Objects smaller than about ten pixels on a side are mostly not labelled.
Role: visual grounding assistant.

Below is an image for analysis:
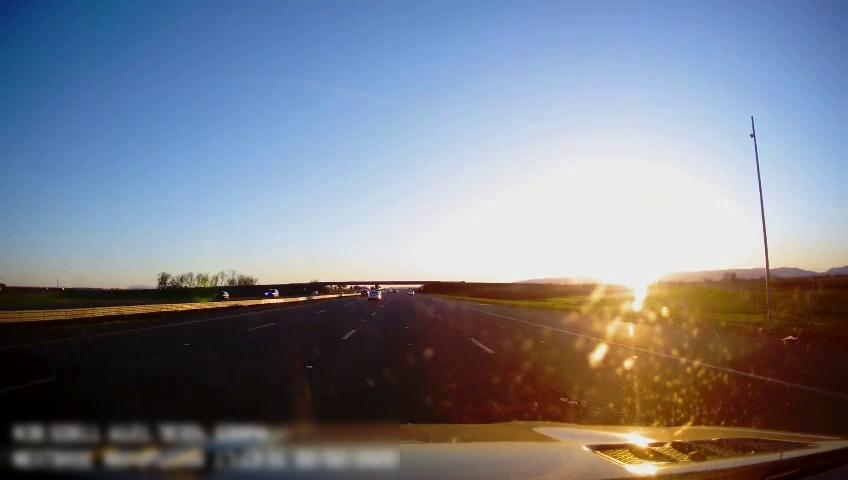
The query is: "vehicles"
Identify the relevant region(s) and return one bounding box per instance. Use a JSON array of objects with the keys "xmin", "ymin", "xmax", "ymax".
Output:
[
  {"xmin": 214, "ymin": 291, "xmax": 230, "ymax": 301},
  {"xmin": 367, "ymin": 290, "xmax": 382, "ymax": 301},
  {"xmin": 264, "ymin": 288, "xmax": 280, "ymax": 298}
]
